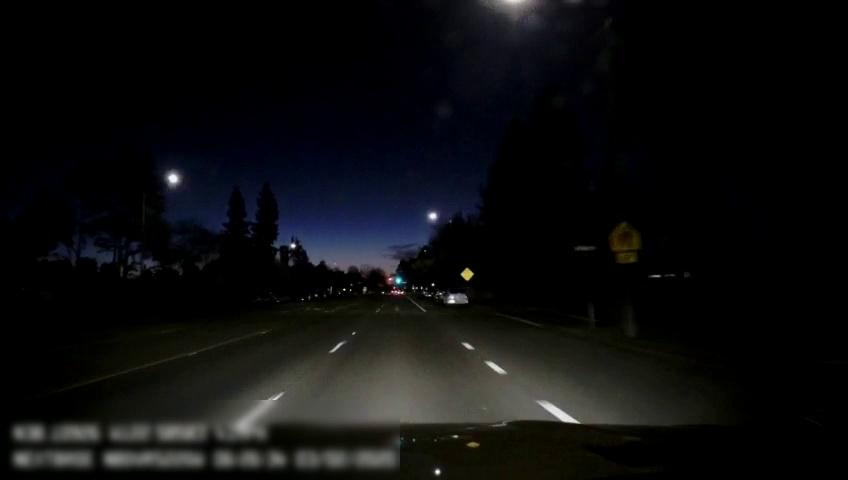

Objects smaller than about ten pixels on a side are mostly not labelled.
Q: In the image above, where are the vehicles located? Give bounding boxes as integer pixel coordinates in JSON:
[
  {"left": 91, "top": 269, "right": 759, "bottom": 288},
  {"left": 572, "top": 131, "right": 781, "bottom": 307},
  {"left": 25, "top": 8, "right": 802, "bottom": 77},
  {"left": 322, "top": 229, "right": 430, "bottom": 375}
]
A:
[
  {"left": 441, "top": 288, "right": 468, "bottom": 308},
  {"left": 430, "top": 288, "right": 448, "bottom": 304}
]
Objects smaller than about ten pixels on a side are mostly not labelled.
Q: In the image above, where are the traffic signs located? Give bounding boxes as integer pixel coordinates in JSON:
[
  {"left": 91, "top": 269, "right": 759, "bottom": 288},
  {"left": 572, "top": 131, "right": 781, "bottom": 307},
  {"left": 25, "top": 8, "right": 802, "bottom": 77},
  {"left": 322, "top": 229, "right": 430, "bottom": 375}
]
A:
[
  {"left": 617, "top": 253, "right": 637, "bottom": 263},
  {"left": 461, "top": 268, "right": 473, "bottom": 282},
  {"left": 612, "top": 222, "right": 642, "bottom": 251}
]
